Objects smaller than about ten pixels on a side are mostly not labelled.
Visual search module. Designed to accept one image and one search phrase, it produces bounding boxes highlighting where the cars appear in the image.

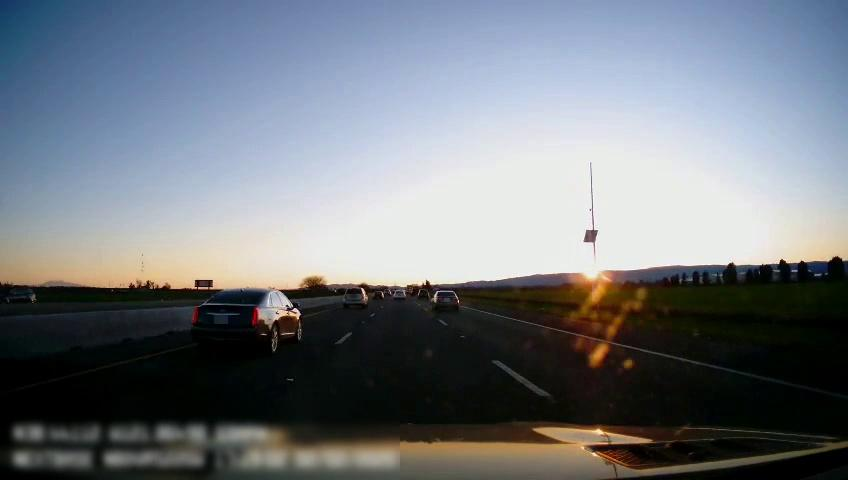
[372,290,384,301]
[430,290,460,312]
[393,290,406,300]
[191,287,304,356]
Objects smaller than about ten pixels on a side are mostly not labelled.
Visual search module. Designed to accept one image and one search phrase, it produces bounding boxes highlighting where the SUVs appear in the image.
[0,285,37,305]
[417,289,430,301]
[342,287,369,310]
